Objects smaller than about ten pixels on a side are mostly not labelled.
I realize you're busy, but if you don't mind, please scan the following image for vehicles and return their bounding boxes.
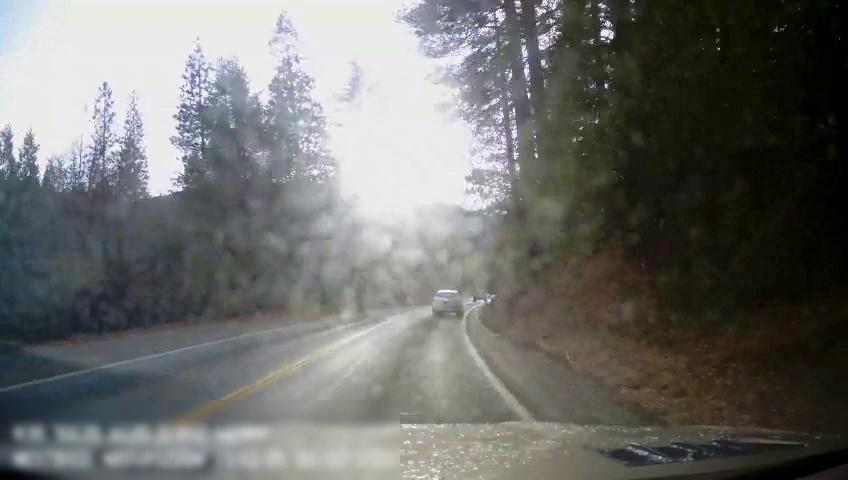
[431,288,464,315]
[473,288,488,302]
